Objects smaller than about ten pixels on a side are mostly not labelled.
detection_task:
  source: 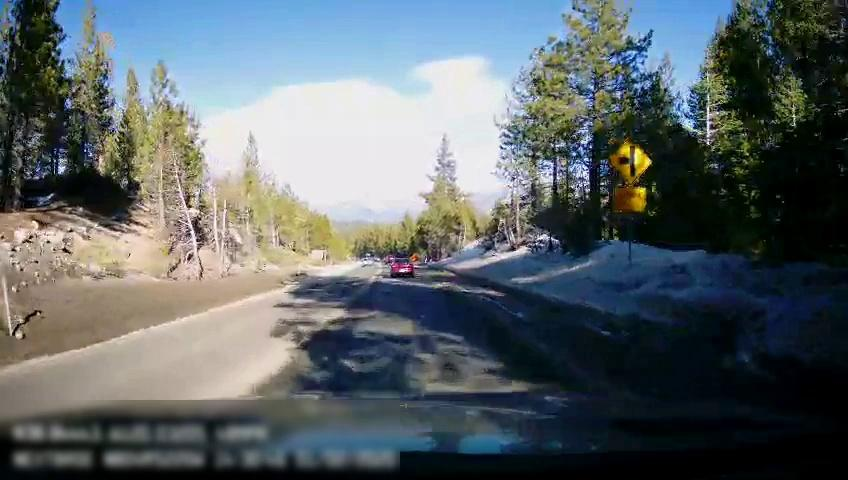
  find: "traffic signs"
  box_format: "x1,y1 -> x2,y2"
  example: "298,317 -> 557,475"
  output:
608,137 -> 652,185
614,188 -> 647,215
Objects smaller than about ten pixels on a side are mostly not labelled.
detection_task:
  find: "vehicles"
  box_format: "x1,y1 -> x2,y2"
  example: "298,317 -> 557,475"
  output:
361,258 -> 373,268
390,261 -> 414,278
